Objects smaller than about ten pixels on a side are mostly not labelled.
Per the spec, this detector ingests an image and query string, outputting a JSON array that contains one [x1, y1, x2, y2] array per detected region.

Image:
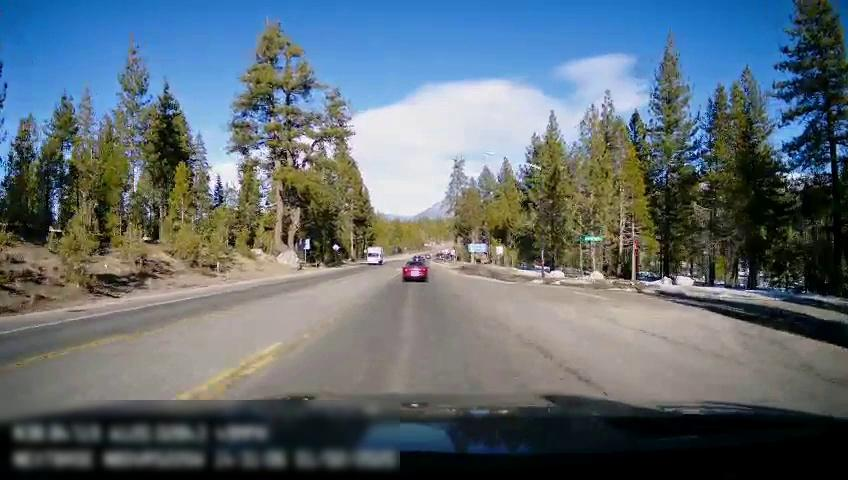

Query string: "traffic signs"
[[496, 246, 504, 257], [468, 243, 488, 253], [584, 236, 602, 241]]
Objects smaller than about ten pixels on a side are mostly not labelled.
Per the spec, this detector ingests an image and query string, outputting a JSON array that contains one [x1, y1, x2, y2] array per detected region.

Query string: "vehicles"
[[412, 255, 425, 261], [400, 260, 429, 281], [364, 246, 385, 266]]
